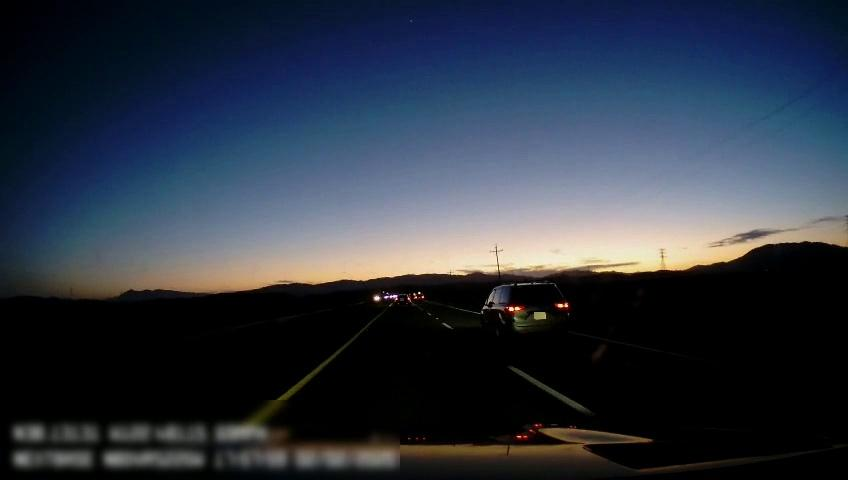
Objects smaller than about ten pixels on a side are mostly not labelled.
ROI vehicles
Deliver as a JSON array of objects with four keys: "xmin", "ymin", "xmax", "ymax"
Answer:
[
  {"xmin": 394, "ymin": 293, "xmax": 412, "ymax": 307},
  {"xmin": 413, "ymin": 293, "xmax": 425, "ymax": 303},
  {"xmin": 477, "ymin": 282, "xmax": 570, "ymax": 340}
]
